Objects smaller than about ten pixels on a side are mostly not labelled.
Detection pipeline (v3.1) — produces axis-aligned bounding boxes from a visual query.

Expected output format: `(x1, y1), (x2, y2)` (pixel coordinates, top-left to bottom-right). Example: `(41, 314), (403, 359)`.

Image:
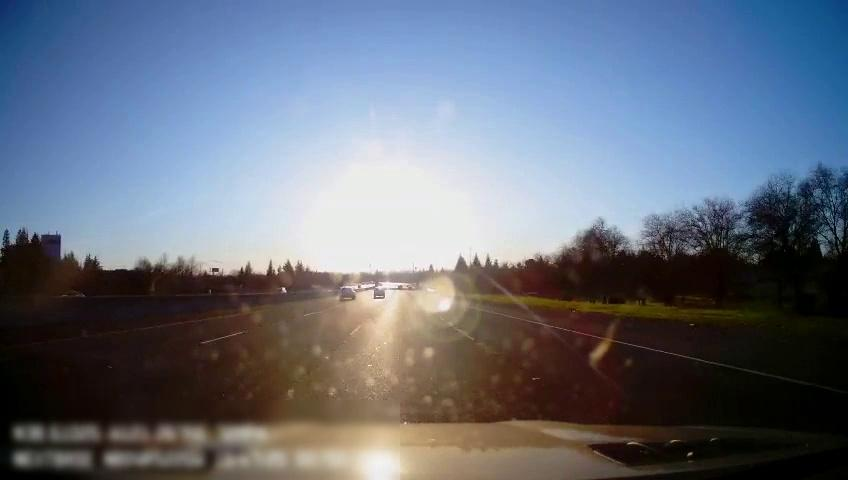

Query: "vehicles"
(339, 288), (356, 301)
(274, 287), (288, 295)
(60, 290), (85, 297)
(373, 286), (386, 298)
